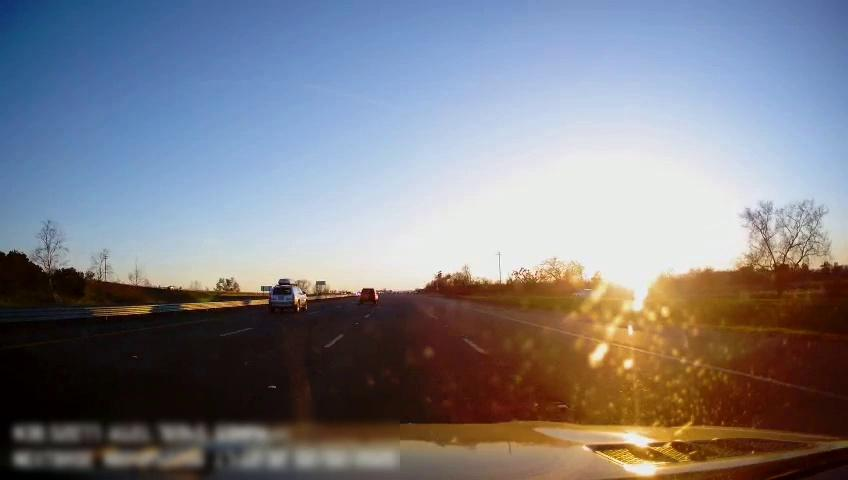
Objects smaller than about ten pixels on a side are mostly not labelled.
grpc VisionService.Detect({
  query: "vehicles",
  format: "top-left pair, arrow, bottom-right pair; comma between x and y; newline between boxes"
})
268,278 -> 308,313
359,287 -> 379,304
572,289 -> 600,299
